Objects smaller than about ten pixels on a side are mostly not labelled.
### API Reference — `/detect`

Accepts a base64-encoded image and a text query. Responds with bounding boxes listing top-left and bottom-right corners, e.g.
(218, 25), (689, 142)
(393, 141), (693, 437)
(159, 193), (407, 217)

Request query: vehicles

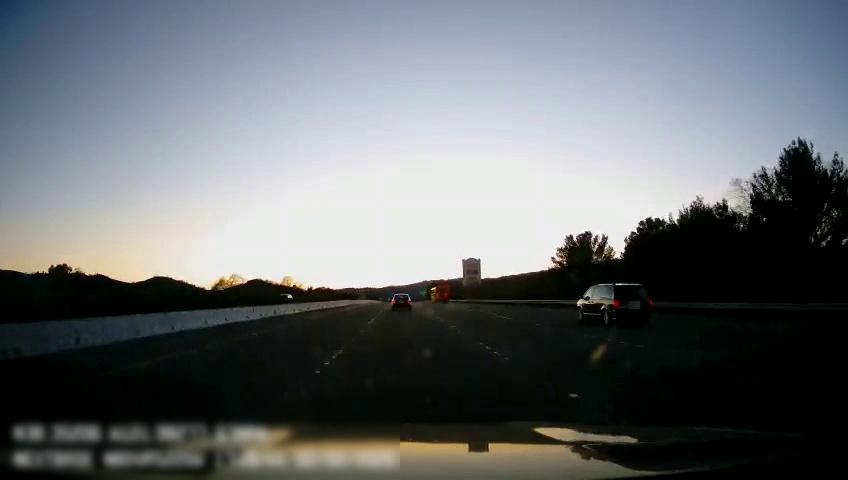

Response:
(431, 286), (449, 304)
(576, 283), (653, 327)
(278, 294), (293, 302)
(391, 293), (411, 310)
